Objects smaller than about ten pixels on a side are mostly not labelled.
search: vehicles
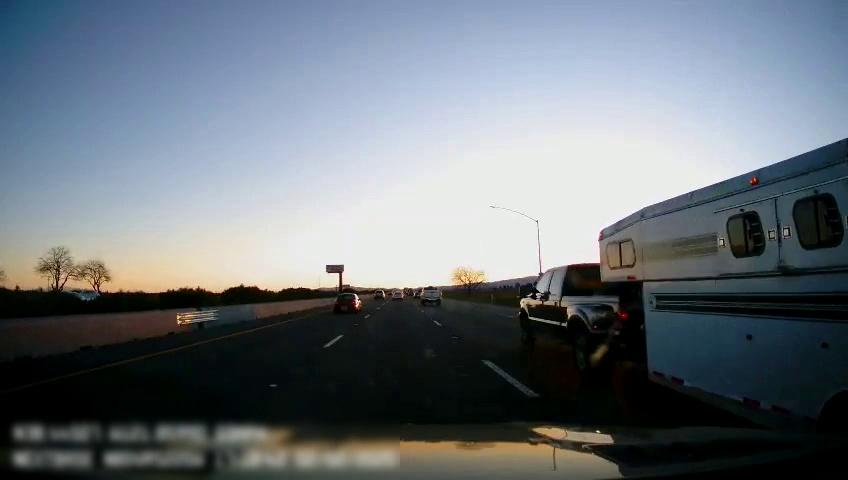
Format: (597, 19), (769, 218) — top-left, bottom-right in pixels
(334, 292), (363, 314)
(598, 136), (848, 439)
(392, 290), (405, 301)
(419, 286), (442, 307)
(373, 289), (386, 300)
(517, 262), (648, 379)
(65, 289), (101, 304)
